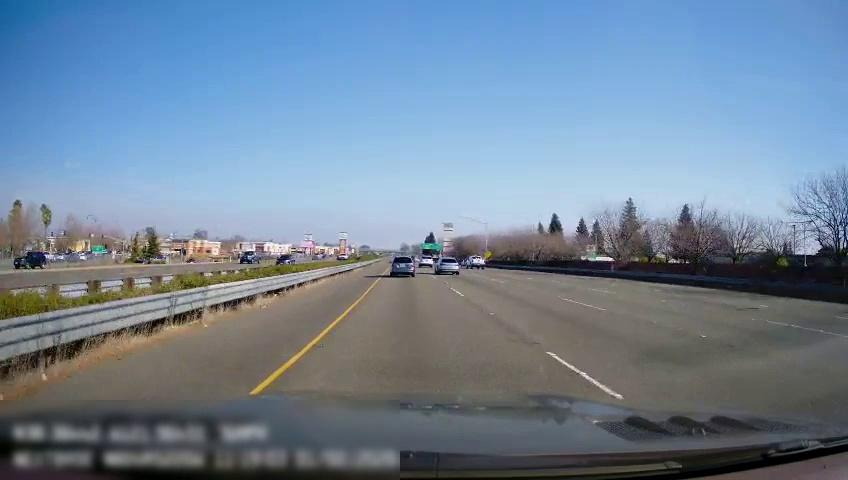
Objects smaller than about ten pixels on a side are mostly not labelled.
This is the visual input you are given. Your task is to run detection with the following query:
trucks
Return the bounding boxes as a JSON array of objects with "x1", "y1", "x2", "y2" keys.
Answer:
[{"x1": 465, "y1": 256, "x2": 485, "y2": 269}]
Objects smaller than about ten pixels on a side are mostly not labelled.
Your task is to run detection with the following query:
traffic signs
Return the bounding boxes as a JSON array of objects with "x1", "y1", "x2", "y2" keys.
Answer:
[{"x1": 422, "y1": 242, "x2": 442, "y2": 251}]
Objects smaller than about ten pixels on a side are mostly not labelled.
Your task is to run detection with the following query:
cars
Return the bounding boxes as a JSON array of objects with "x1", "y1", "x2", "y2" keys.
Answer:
[{"x1": 433, "y1": 256, "x2": 460, "y2": 276}]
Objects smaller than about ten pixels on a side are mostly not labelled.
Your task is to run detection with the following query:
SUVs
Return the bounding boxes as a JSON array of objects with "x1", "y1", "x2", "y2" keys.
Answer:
[
  {"x1": 240, "y1": 252, "x2": 260, "y2": 264},
  {"x1": 390, "y1": 257, "x2": 415, "y2": 278},
  {"x1": 336, "y1": 253, "x2": 348, "y2": 261},
  {"x1": 13, "y1": 252, "x2": 46, "y2": 269},
  {"x1": 275, "y1": 253, "x2": 296, "y2": 265},
  {"x1": 417, "y1": 255, "x2": 433, "y2": 268}
]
